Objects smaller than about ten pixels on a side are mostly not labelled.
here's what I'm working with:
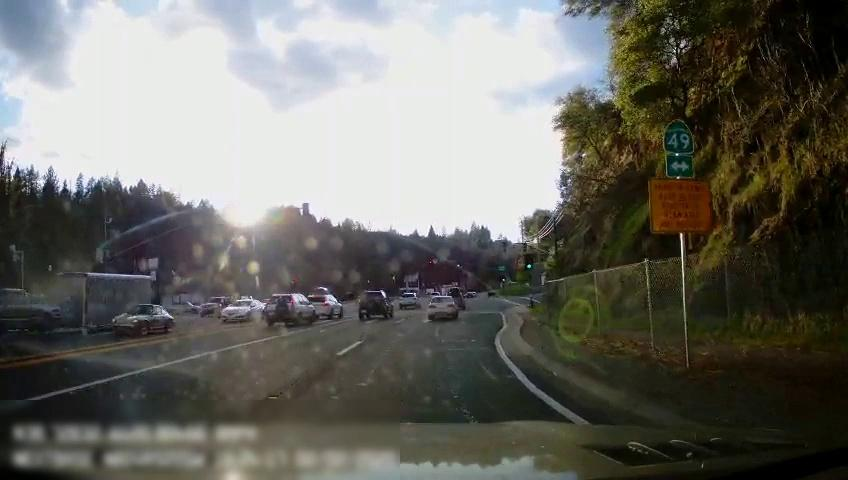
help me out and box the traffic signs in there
[663,117,696,157]
[647,176,715,236]
[663,156,697,177]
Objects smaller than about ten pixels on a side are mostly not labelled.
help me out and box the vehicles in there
[263,294,317,328]
[168,298,199,315]
[398,292,423,309]
[108,303,177,335]
[220,299,264,323]
[357,290,394,322]
[47,272,155,328]
[199,296,235,316]
[307,287,343,321]
[430,292,441,297]
[0,286,66,333]
[426,295,460,321]
[447,285,468,312]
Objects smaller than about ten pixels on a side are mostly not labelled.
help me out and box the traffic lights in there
[524,253,535,272]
